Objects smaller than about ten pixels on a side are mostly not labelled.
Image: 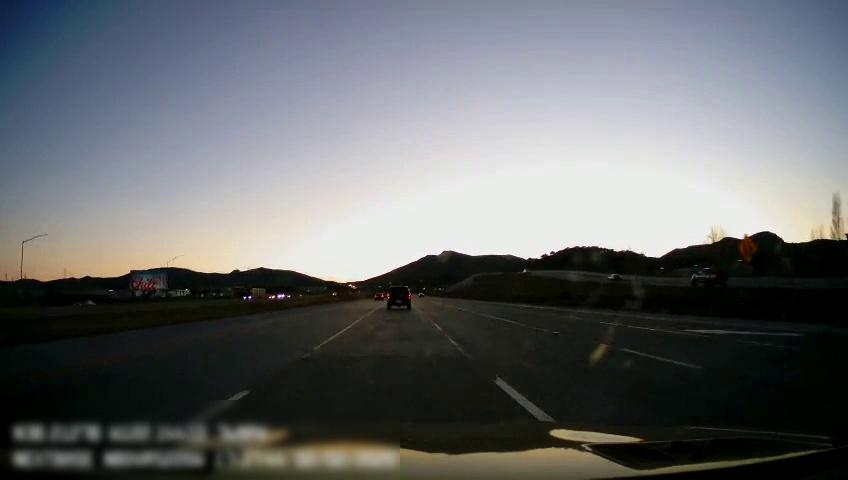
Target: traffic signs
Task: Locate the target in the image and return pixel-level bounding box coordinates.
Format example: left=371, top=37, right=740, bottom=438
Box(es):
left=738, top=235, right=758, bottom=264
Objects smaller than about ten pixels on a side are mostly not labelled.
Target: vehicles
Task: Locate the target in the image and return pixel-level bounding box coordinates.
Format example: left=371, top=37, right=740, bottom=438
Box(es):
left=607, top=273, right=622, bottom=281
left=74, top=299, right=97, bottom=307
left=386, top=285, right=412, bottom=311
left=691, top=267, right=728, bottom=287
left=242, top=293, right=255, bottom=301
left=373, top=292, right=385, bottom=301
